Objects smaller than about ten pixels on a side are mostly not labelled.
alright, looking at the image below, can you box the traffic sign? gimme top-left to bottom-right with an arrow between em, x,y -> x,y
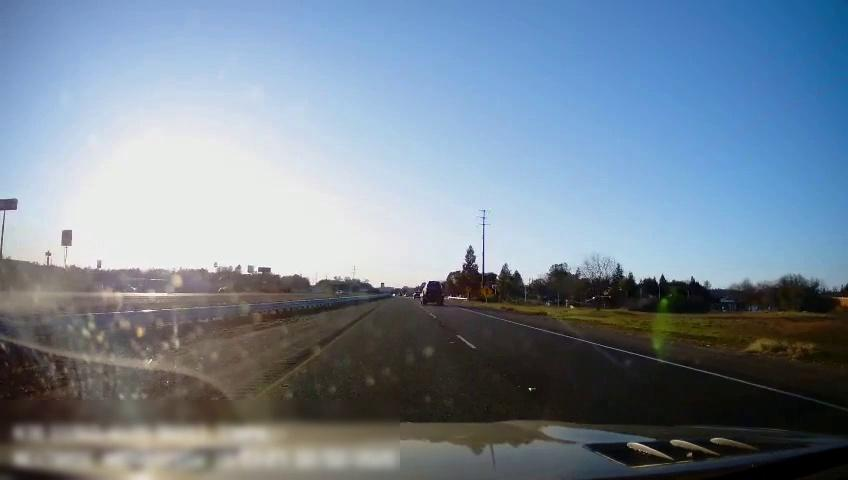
481,286 -> 492,298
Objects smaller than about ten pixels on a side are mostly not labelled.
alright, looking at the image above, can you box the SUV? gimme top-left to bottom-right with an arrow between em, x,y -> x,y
419,281 -> 444,305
